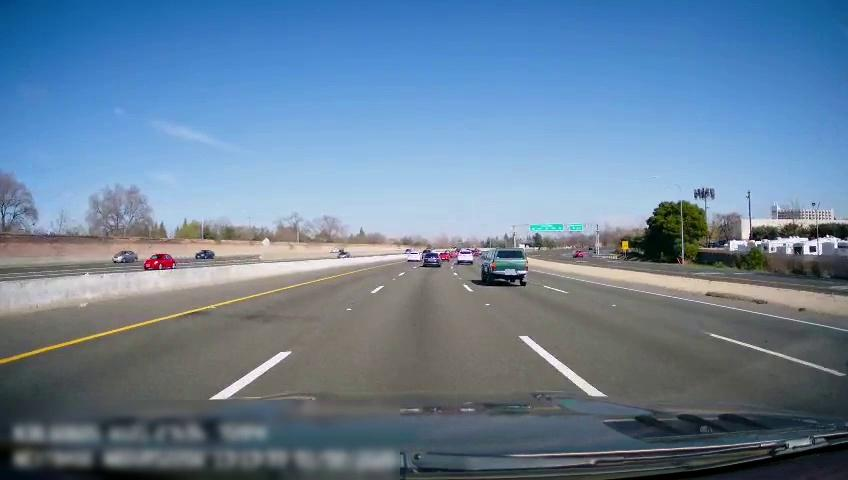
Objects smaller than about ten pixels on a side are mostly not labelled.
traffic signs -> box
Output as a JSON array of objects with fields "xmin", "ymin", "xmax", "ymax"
[
  {"xmin": 528, "ymin": 223, "xmax": 565, "ymax": 233},
  {"xmin": 569, "ymin": 223, "xmax": 584, "ymax": 233}
]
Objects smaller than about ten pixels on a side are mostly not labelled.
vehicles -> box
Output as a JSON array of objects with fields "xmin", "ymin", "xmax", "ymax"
[
  {"xmin": 421, "ymin": 249, "xmax": 432, "ymax": 259},
  {"xmin": 437, "ymin": 252, "xmax": 450, "ymax": 263},
  {"xmin": 111, "ymin": 249, "xmax": 139, "ymax": 265},
  {"xmin": 194, "ymin": 248, "xmax": 217, "ymax": 260},
  {"xmin": 407, "ymin": 252, "xmax": 423, "ymax": 263},
  {"xmin": 142, "ymin": 253, "xmax": 177, "ymax": 270},
  {"xmin": 456, "ymin": 248, "xmax": 474, "ymax": 265},
  {"xmin": 480, "ymin": 247, "xmax": 530, "ymax": 287},
  {"xmin": 336, "ymin": 251, "xmax": 350, "ymax": 259},
  {"xmin": 423, "ymin": 252, "xmax": 441, "ymax": 268}
]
